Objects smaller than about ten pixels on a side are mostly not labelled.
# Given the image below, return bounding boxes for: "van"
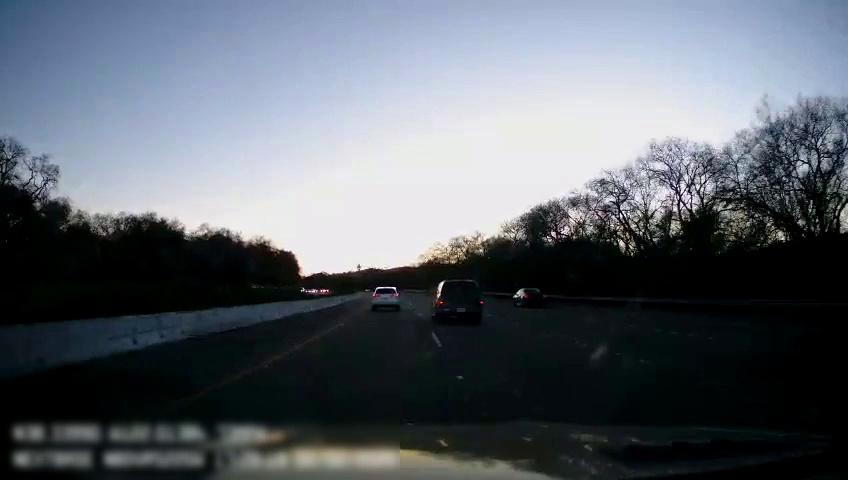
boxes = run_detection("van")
[432,280,485,325]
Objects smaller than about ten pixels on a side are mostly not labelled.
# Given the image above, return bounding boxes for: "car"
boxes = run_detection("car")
[510,288,545,309]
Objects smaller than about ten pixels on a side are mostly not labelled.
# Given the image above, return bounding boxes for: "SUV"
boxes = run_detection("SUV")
[370,286,400,312]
